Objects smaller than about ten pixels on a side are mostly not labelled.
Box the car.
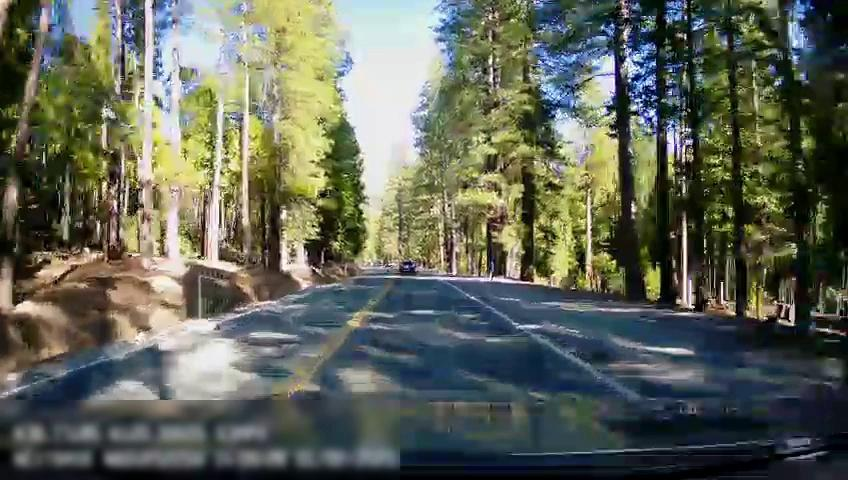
[398,261,416,274]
